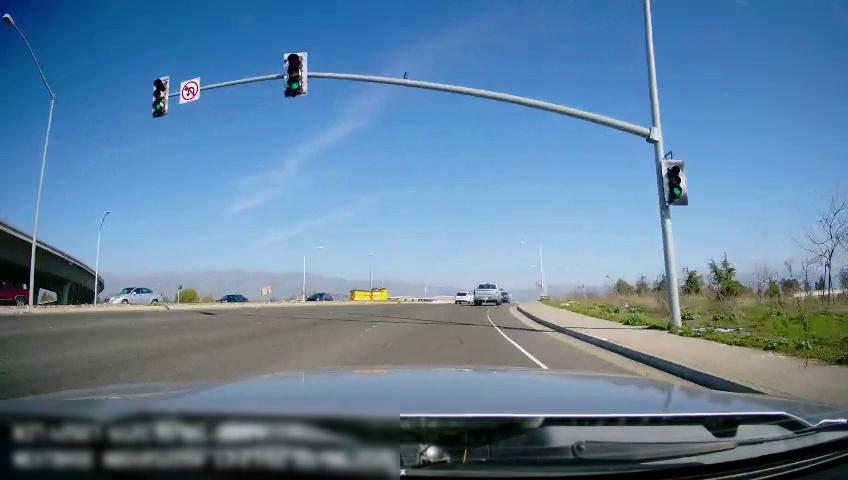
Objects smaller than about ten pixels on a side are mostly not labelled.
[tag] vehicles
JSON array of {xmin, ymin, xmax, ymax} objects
[
  {"xmin": 102, "ymin": 287, "xmax": 160, "ymax": 305},
  {"xmin": 216, "ymin": 294, "xmax": 248, "ymax": 304},
  {"xmin": 0, "ymin": 279, "xmax": 30, "ymax": 306},
  {"xmin": 454, "ymin": 290, "xmax": 473, "ymax": 304},
  {"xmin": 501, "ymin": 291, "xmax": 511, "ymax": 303},
  {"xmin": 473, "ymin": 283, "xmax": 504, "ymax": 306},
  {"xmin": 305, "ymin": 293, "xmax": 334, "ymax": 302}
]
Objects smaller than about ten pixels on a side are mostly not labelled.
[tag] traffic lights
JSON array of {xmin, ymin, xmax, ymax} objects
[
  {"xmin": 152, "ymin": 79, "xmax": 166, "ymax": 116},
  {"xmin": 669, "ymin": 165, "xmax": 684, "ymax": 202},
  {"xmin": 286, "ymin": 53, "xmax": 301, "ymax": 94}
]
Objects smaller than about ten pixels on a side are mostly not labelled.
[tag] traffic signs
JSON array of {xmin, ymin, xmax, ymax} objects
[{"xmin": 180, "ymin": 77, "xmax": 200, "ymax": 104}]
